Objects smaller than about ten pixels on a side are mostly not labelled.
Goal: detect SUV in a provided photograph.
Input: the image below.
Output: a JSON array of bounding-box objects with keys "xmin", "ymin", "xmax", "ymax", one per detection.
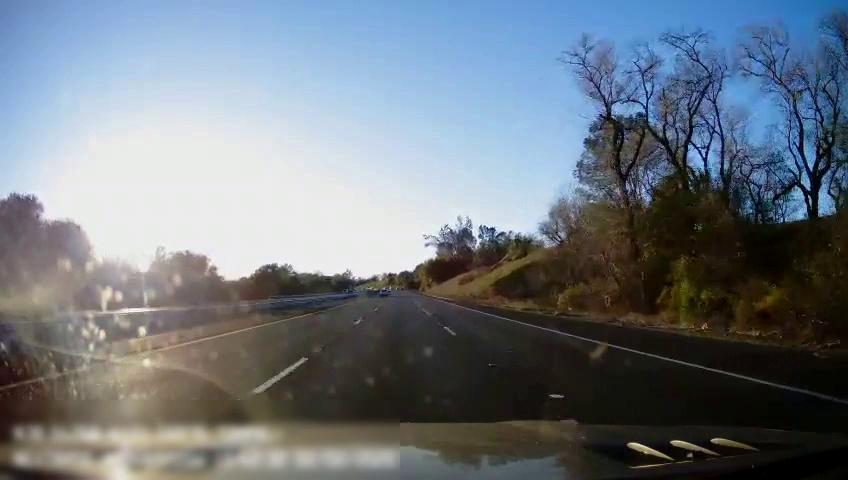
[{"xmin": 378, "ymin": 288, "xmax": 391, "ymax": 298}]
